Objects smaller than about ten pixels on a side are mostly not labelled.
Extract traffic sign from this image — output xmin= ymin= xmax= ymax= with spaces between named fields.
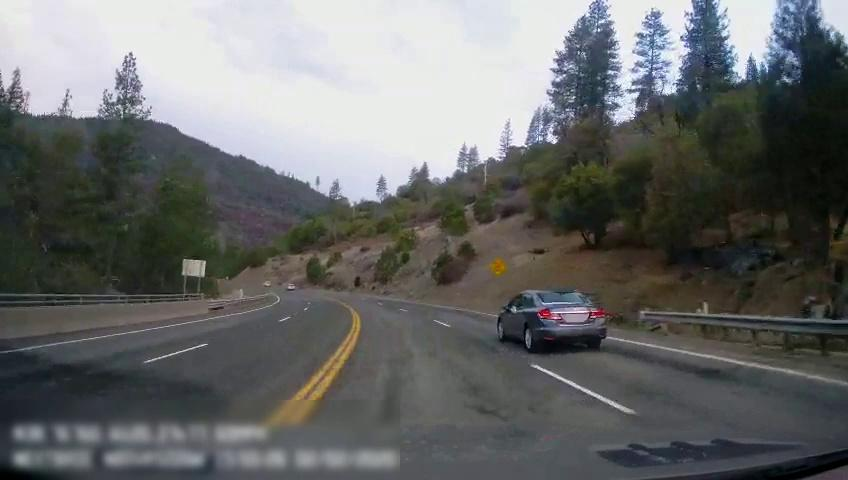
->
xmin=489 ymin=258 xmax=507 ymax=278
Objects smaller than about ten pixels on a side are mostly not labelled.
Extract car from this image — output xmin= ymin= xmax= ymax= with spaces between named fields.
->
xmin=497 ymin=289 xmax=608 ymax=355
